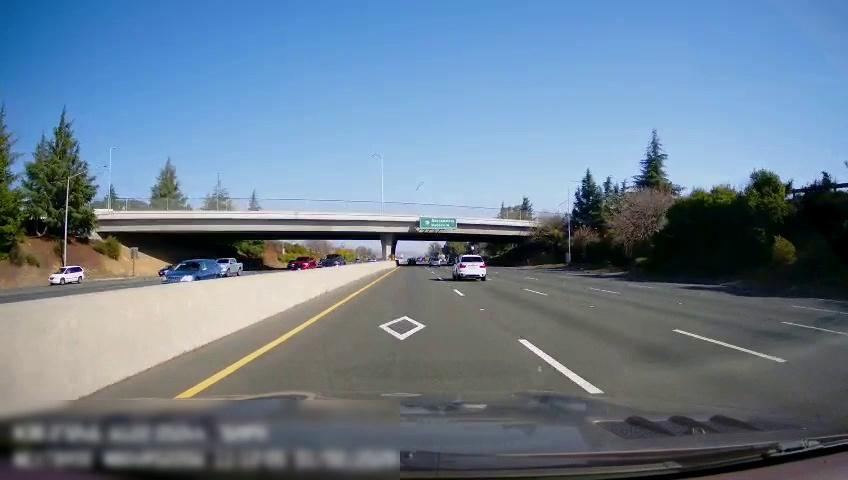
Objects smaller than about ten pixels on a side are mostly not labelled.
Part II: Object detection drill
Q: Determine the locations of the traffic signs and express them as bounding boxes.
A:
[419,215,458,232]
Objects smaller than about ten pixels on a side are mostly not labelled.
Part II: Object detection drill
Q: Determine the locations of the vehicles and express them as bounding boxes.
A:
[216,257,244,278]
[451,254,487,281]
[287,259,295,270]
[290,256,318,271]
[165,258,222,281]
[48,266,85,286]
[321,254,346,268]
[158,265,176,277]
[428,257,440,268]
